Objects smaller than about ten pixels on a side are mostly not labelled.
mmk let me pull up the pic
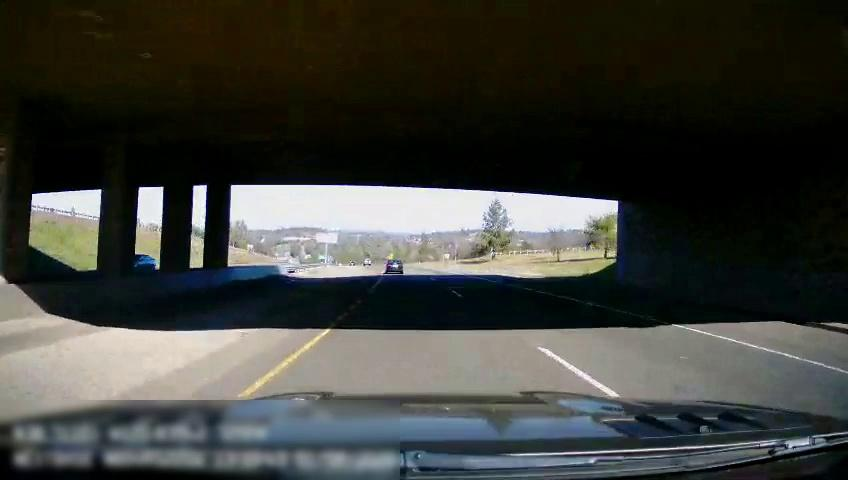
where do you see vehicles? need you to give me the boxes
[362,258,372,266]
[134,254,158,272]
[384,257,405,274]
